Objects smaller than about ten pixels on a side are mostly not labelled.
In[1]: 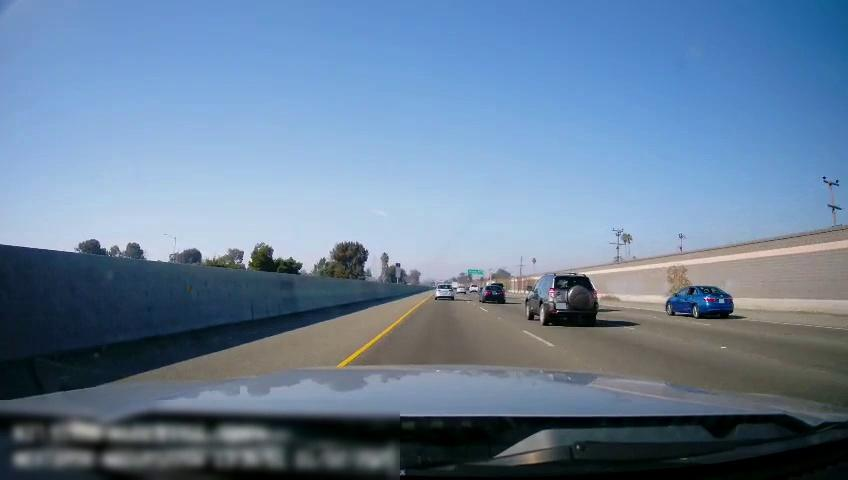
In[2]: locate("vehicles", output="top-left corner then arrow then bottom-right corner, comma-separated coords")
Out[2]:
665,286 -> 734,320
478,285 -> 506,304
490,283 -> 504,289
434,284 -> 455,301
524,272 -> 598,326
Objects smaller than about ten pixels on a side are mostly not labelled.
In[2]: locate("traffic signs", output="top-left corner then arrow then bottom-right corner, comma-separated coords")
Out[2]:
395,262 -> 401,278
468,268 -> 484,275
